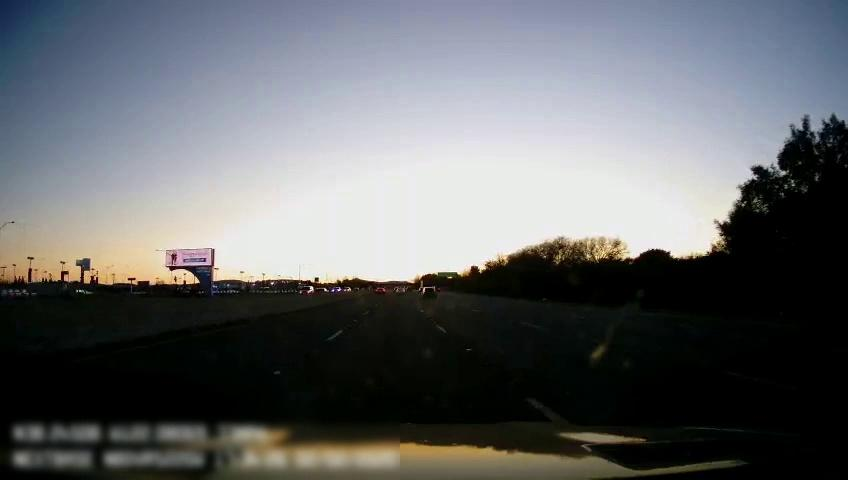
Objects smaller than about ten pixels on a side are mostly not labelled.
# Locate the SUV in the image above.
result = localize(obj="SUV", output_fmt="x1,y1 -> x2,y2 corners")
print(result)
421,287 -> 437,299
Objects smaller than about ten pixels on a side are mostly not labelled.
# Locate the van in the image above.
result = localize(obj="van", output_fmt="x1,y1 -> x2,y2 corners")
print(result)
299,286 -> 315,296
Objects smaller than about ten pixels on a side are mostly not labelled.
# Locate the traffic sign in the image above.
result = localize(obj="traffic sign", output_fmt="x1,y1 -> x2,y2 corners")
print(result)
437,272 -> 457,278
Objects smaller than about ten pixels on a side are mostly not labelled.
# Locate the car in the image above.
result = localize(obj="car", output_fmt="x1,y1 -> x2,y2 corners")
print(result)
311,288 -> 330,296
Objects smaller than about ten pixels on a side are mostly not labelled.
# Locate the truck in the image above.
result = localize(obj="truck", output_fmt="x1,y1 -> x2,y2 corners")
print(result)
331,287 -> 342,293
